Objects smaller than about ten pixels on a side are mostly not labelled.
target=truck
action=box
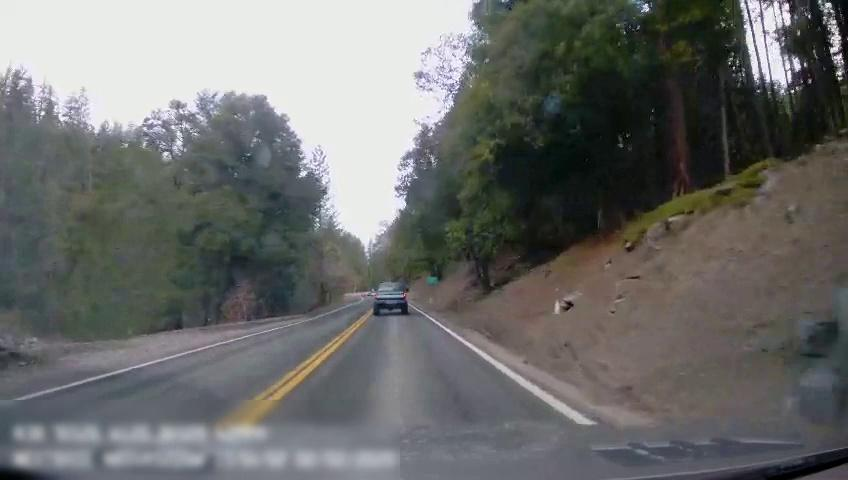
[373,281,409,317]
